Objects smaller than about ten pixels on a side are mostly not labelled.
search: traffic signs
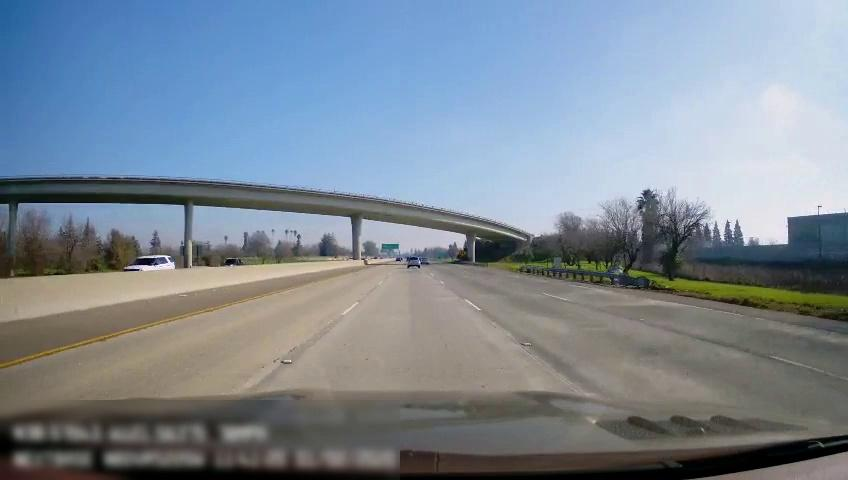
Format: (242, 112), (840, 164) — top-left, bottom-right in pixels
(380, 242), (400, 251)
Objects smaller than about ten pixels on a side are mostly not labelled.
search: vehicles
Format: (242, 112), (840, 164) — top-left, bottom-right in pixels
(406, 256), (420, 268)
(122, 255), (176, 273)
(223, 257), (245, 267)
(417, 256), (430, 265)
